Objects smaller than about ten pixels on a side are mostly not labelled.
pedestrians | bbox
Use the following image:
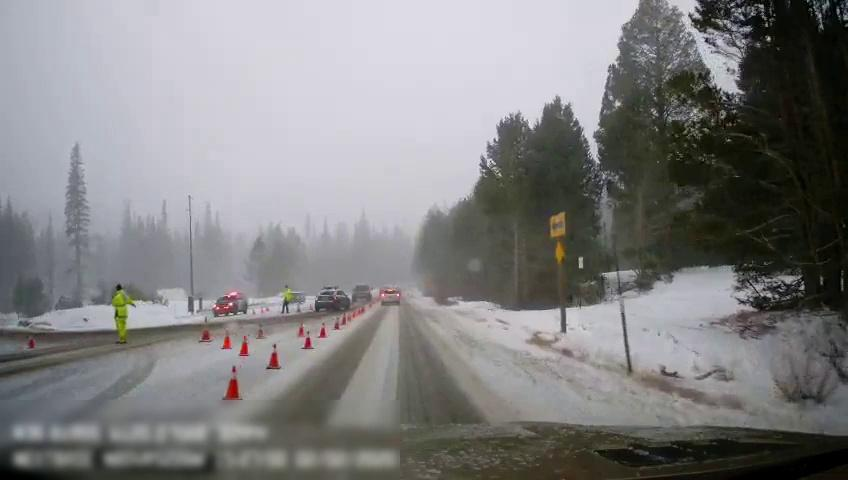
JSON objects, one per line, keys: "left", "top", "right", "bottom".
{"left": 281, "top": 284, "right": 291, "bottom": 314}
{"left": 111, "top": 283, "right": 137, "bottom": 344}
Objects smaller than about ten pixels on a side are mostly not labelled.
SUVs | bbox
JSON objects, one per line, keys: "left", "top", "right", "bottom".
{"left": 286, "top": 292, "right": 306, "bottom": 304}
{"left": 314, "top": 285, "right": 351, "bottom": 312}
{"left": 213, "top": 292, "right": 248, "bottom": 317}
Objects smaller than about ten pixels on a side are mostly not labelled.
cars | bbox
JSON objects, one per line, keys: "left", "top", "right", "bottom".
{"left": 380, "top": 287, "right": 401, "bottom": 306}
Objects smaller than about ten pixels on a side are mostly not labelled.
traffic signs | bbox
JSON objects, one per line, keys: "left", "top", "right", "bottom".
{"left": 549, "top": 211, "right": 567, "bottom": 238}
{"left": 577, "top": 256, "right": 584, "bottom": 269}
{"left": 554, "top": 240, "right": 566, "bottom": 264}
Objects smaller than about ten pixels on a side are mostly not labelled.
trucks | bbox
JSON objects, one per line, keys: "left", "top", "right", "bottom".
{"left": 351, "top": 284, "right": 374, "bottom": 303}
